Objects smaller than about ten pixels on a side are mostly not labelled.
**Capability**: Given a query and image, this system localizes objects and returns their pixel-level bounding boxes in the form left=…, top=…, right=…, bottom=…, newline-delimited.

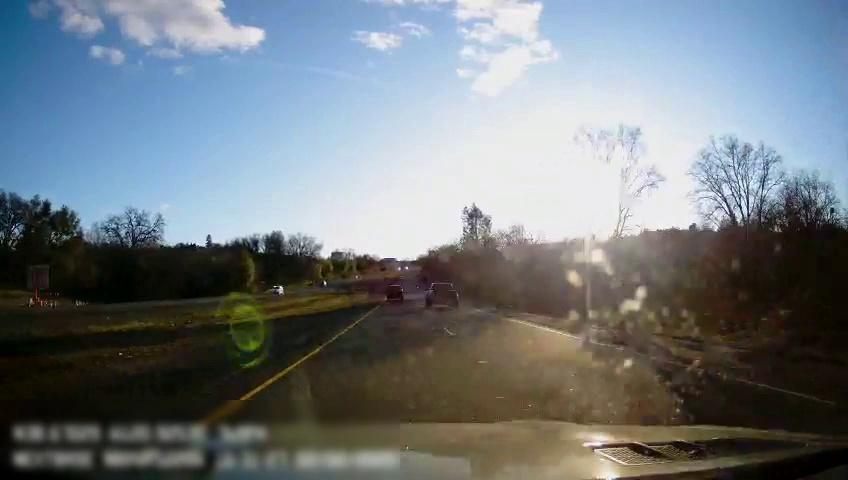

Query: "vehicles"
left=270, top=285, right=284, bottom=296
left=386, top=285, right=403, bottom=302
left=426, top=282, right=459, bottom=310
